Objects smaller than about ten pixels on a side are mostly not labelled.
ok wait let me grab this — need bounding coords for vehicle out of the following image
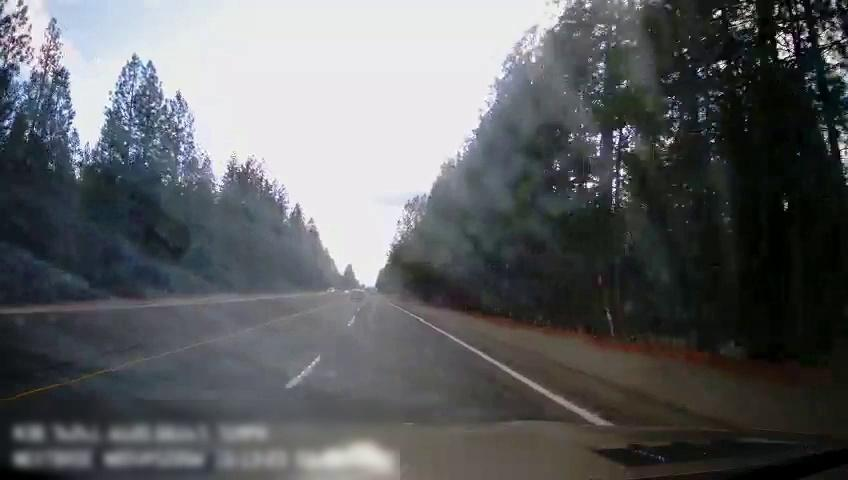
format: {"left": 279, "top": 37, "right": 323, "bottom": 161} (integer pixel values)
{"left": 350, "top": 290, "right": 363, "bottom": 301}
